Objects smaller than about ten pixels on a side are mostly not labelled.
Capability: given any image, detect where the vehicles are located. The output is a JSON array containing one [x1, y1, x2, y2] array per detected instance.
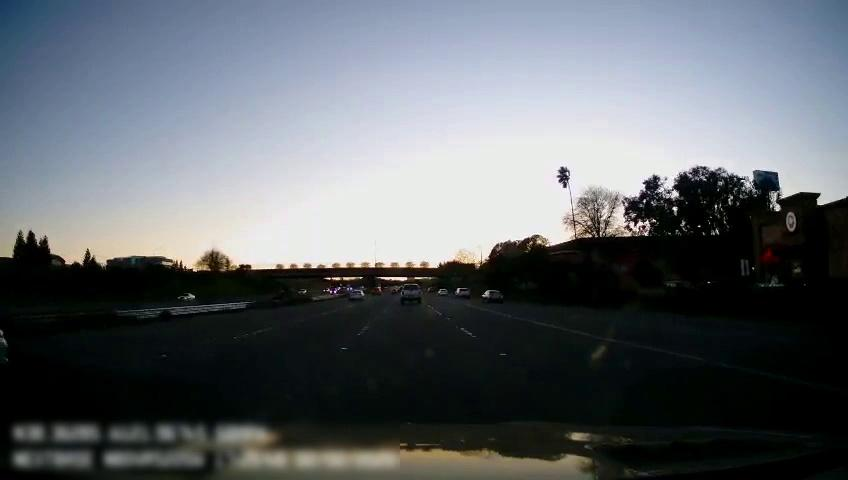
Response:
[[371, 287, 383, 297], [481, 289, 503, 303], [454, 288, 470, 299], [297, 289, 308, 296], [400, 283, 423, 304], [351, 290, 365, 302], [437, 288, 449, 296], [178, 293, 196, 302]]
